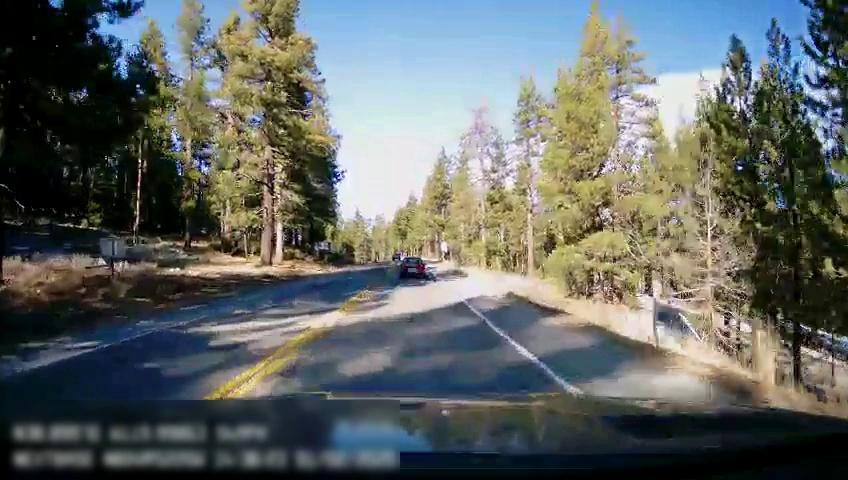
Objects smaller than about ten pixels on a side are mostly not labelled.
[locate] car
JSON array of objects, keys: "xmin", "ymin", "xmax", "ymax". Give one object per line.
[{"xmin": 400, "ymin": 257, "xmax": 425, "ymax": 278}]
